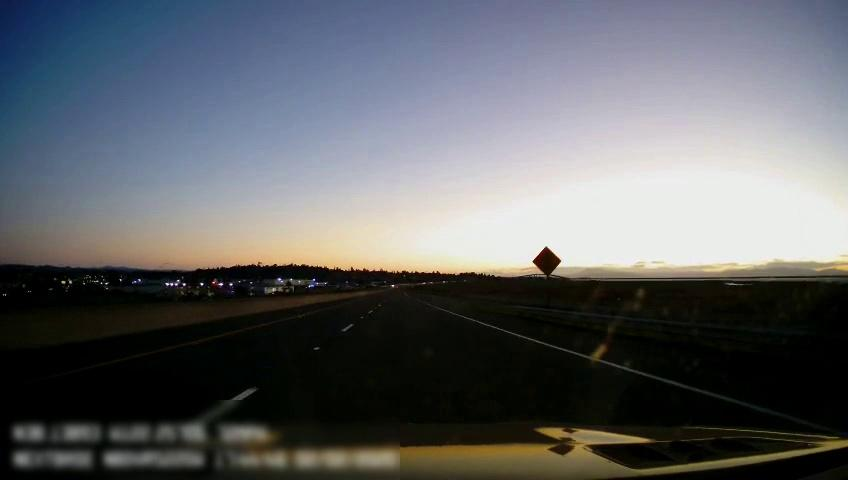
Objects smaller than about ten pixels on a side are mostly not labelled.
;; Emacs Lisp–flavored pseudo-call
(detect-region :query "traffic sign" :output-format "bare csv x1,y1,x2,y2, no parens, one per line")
531,245,563,278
